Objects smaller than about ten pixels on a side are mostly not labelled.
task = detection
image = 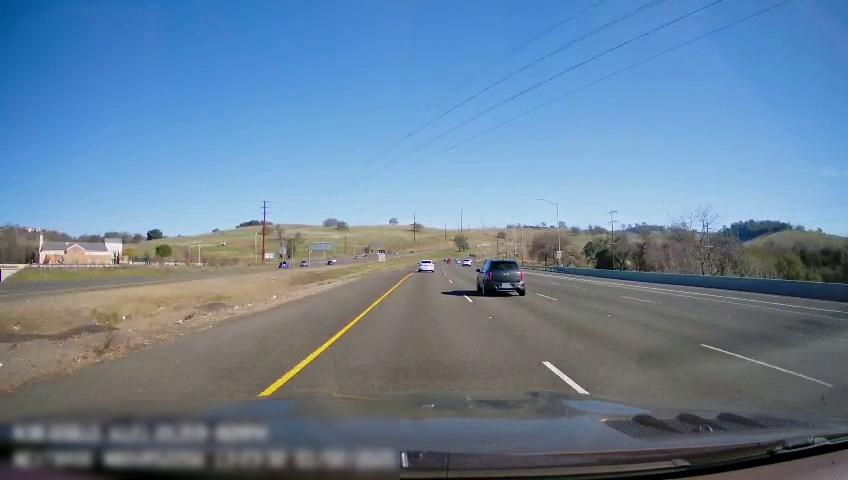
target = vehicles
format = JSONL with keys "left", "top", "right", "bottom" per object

{"left": 278, "top": 261, "right": 289, "bottom": 269}
{"left": 417, "top": 259, "right": 434, "bottom": 273}
{"left": 475, "top": 260, "right": 525, "bottom": 297}
{"left": 462, "top": 258, "right": 472, "bottom": 266}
